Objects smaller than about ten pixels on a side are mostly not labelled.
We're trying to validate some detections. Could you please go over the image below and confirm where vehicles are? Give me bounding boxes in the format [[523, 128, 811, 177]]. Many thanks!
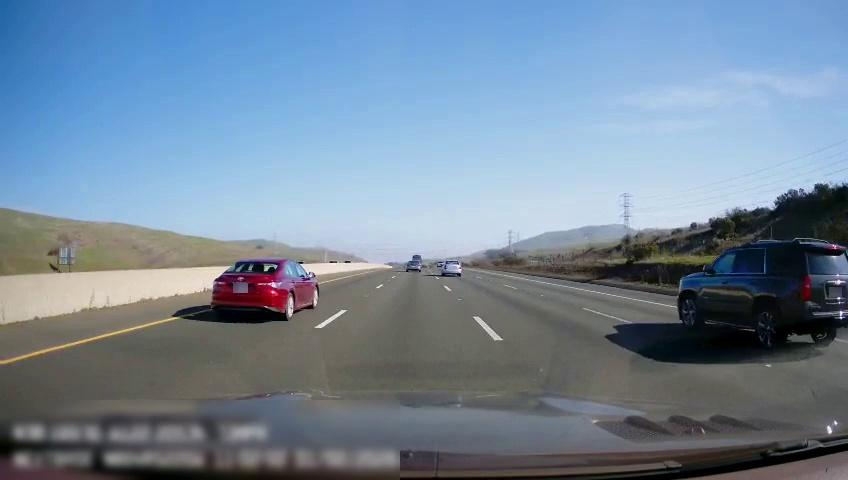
[[405, 259, 421, 272], [440, 259, 462, 277], [411, 254, 422, 261], [210, 255, 320, 322], [676, 237, 848, 354]]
